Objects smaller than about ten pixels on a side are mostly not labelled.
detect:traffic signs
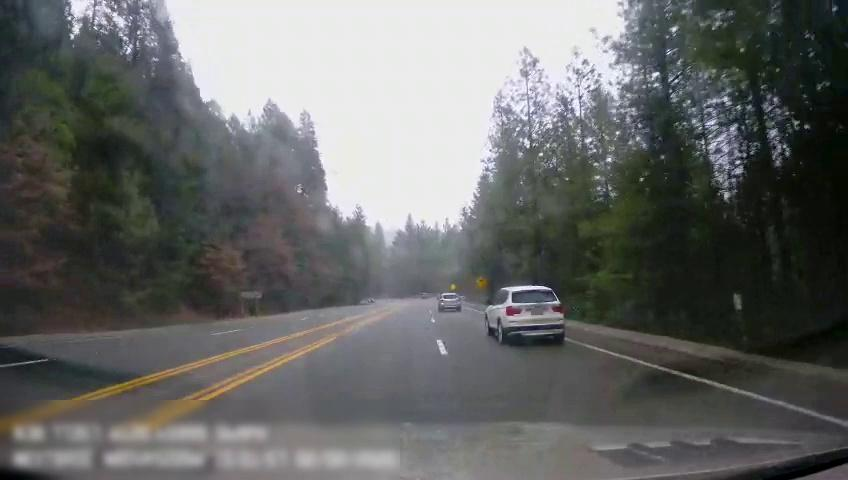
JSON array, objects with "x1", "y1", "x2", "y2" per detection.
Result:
[
  {"x1": 449, "y1": 282, "x2": 456, "y2": 293},
  {"x1": 475, "y1": 276, "x2": 487, "y2": 291}
]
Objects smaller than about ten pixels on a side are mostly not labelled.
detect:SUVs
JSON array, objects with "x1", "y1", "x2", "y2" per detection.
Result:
[{"x1": 483, "y1": 286, "x2": 566, "y2": 347}]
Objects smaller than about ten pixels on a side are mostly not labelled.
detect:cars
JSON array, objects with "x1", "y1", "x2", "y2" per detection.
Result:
[{"x1": 436, "y1": 292, "x2": 462, "y2": 314}]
